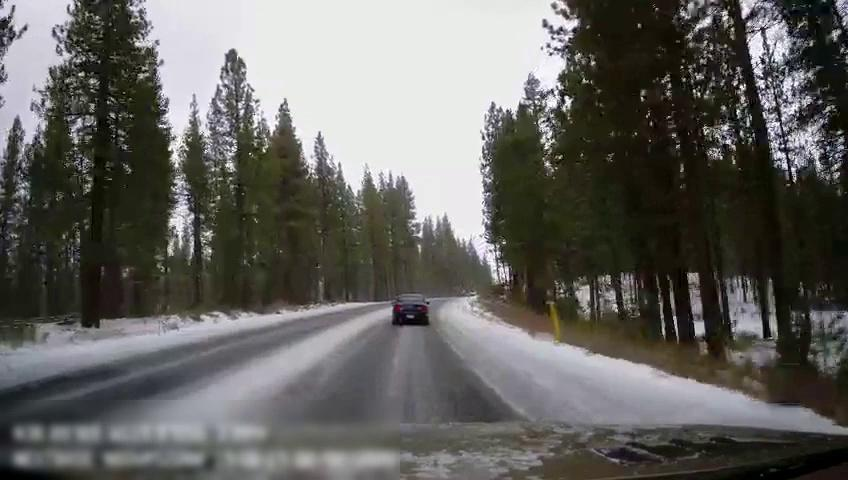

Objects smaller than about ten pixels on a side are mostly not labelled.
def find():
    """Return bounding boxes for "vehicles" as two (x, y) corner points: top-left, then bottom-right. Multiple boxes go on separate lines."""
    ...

(457, 287), (470, 297)
(392, 293), (431, 327)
